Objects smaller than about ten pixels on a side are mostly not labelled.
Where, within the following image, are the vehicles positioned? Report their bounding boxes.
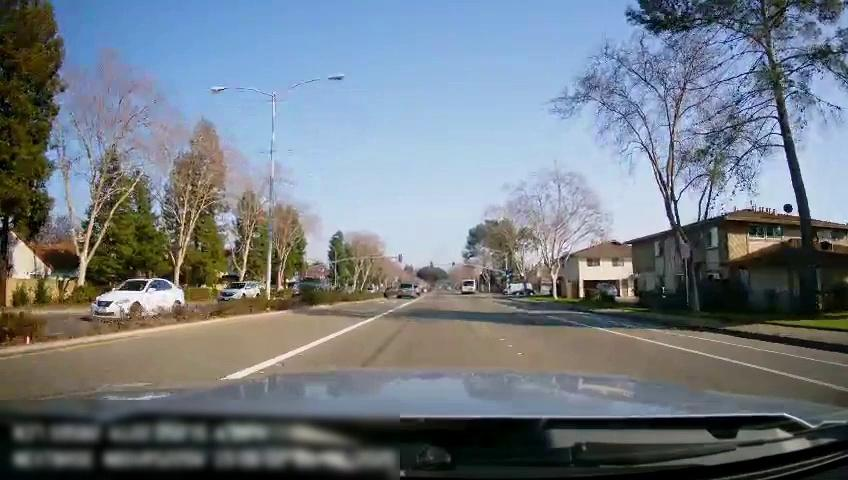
[462,279,475,295]
[218,281,262,301]
[91,278,185,323]
[504,283,533,295]
[412,284,420,296]
[512,288,536,296]
[397,283,416,298]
